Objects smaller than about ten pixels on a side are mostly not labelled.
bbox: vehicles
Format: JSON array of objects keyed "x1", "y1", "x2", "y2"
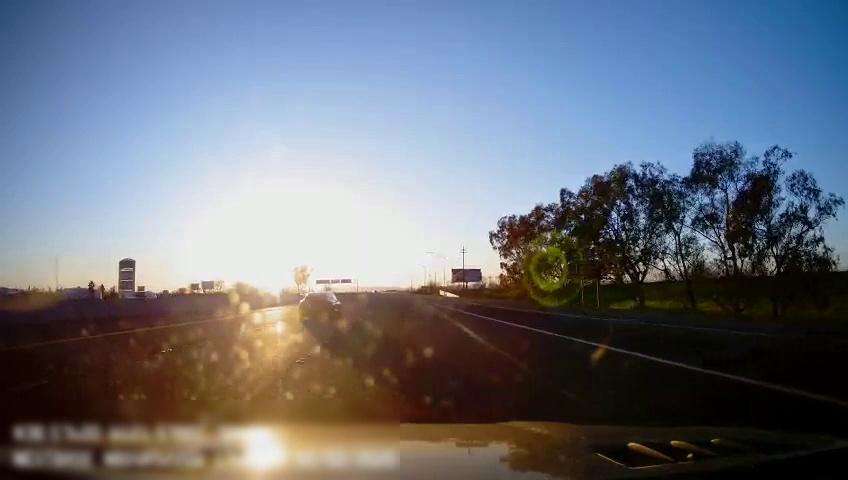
[
  {"x1": 299, "y1": 292, "x2": 344, "y2": 321},
  {"x1": 125, "y1": 291, "x2": 158, "y2": 302}
]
